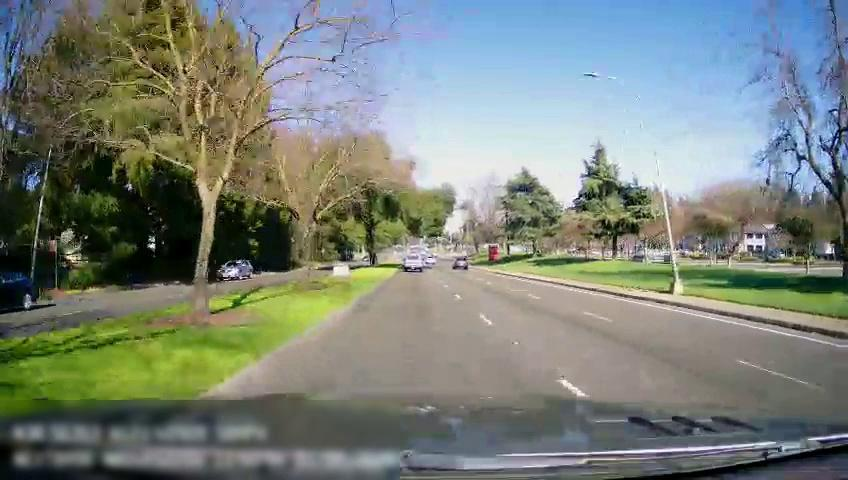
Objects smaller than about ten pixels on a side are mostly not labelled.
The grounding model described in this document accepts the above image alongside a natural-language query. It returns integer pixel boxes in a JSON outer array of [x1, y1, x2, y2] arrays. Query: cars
[[216, 259, 254, 282], [452, 255, 469, 270], [0, 269, 37, 314]]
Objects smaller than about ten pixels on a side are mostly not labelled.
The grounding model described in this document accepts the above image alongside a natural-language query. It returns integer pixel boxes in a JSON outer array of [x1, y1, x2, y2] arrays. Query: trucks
[[403, 253, 424, 272]]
